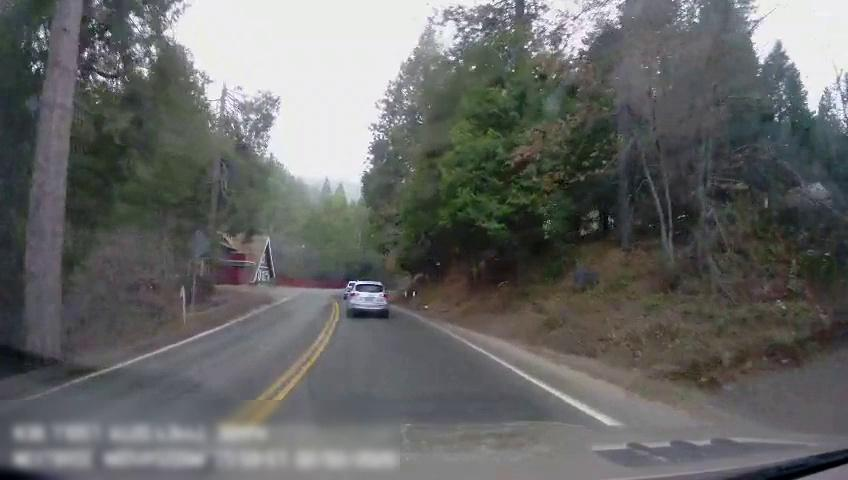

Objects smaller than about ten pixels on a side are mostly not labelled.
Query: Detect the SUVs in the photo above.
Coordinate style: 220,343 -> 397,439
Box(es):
347,281 -> 389,318
343,281 -> 358,299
